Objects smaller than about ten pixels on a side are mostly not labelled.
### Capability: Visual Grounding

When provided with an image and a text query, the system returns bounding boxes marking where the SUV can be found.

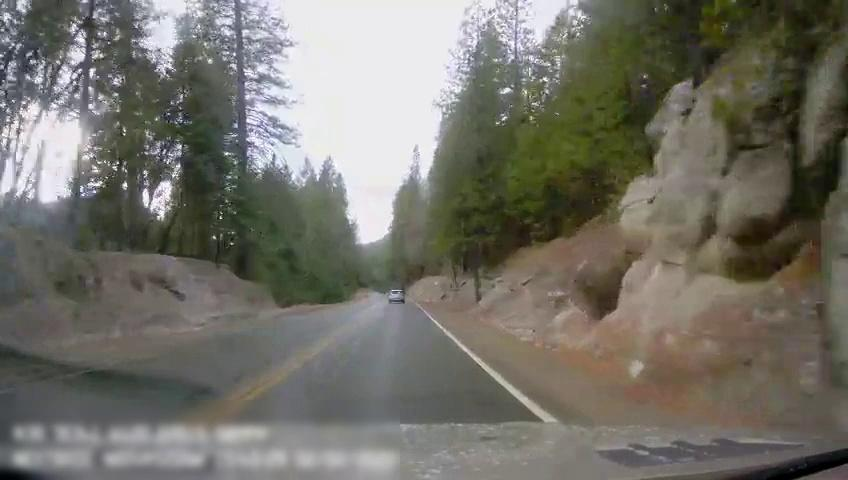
[388,289,405,303]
